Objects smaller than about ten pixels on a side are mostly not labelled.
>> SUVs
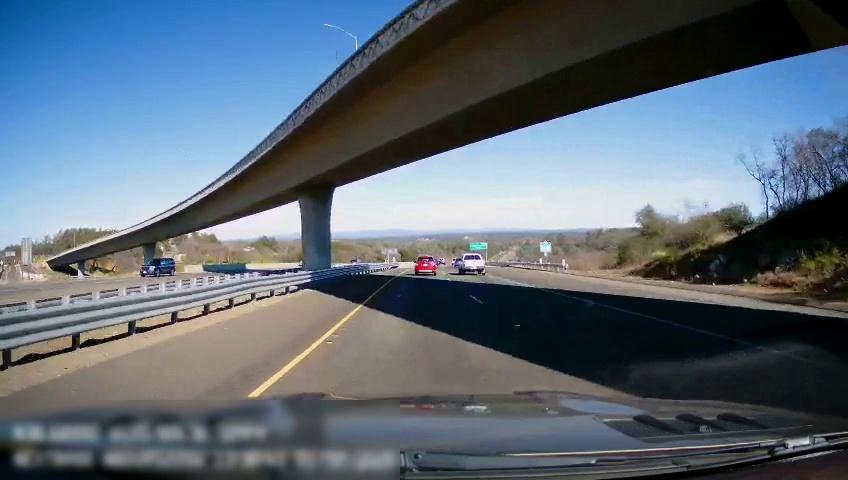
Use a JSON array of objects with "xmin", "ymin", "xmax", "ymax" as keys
[{"xmin": 138, "ymin": 257, "xmax": 177, "ymax": 278}]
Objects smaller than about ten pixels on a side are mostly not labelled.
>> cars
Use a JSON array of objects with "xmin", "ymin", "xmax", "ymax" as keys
[{"xmin": 415, "ymin": 257, "xmax": 437, "ymax": 275}]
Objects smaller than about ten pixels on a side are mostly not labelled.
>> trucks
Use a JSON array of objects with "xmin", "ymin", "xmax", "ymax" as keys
[{"xmin": 458, "ymin": 253, "xmax": 486, "ymax": 275}]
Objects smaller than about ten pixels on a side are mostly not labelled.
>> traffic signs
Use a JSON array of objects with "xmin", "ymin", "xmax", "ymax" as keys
[
  {"xmin": 539, "ymin": 241, "xmax": 552, "ymax": 253},
  {"xmin": 469, "ymin": 242, "xmax": 488, "ymax": 251}
]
